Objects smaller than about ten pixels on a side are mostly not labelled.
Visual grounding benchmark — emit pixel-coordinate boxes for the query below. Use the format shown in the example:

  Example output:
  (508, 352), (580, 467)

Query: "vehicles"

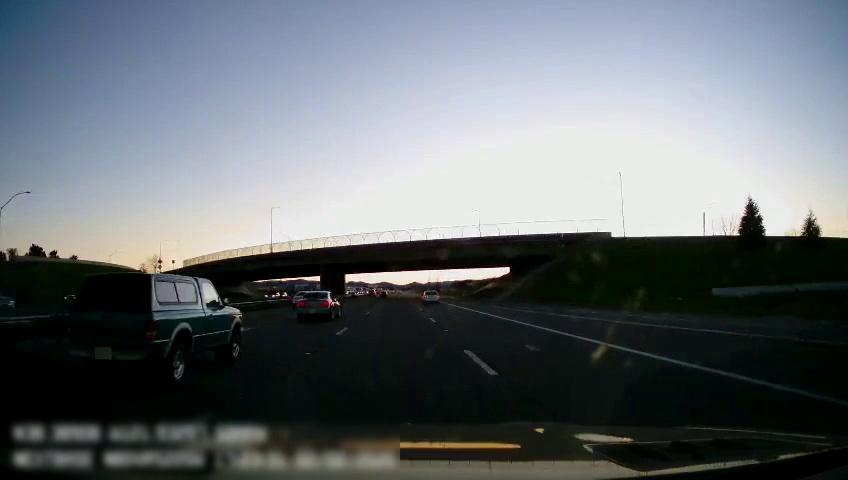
(63, 290), (78, 305)
(292, 291), (308, 310)
(264, 291), (281, 300)
(422, 290), (440, 304)
(279, 292), (290, 300)
(0, 296), (16, 319)
(296, 291), (342, 322)
(62, 273), (244, 391)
